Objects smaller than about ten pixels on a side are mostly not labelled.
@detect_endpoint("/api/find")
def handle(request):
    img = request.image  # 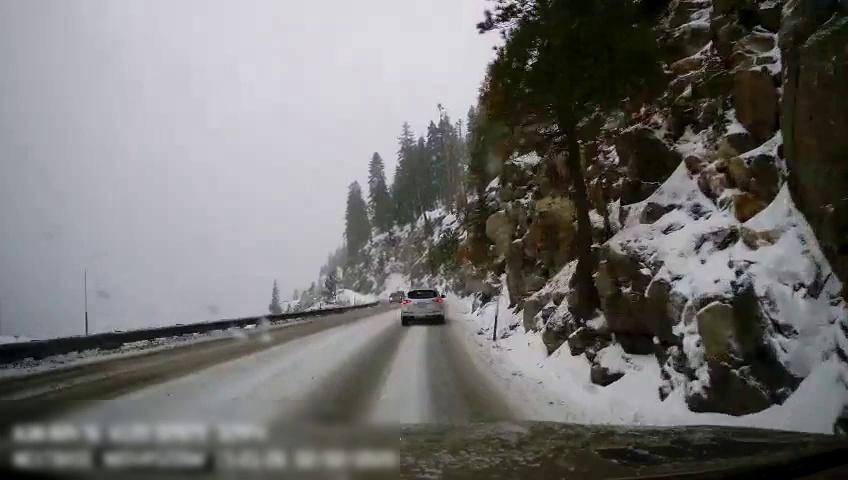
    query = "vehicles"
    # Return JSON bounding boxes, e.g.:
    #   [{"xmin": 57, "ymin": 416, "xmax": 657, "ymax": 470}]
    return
[
  {"xmin": 401, "ymin": 288, "xmax": 448, "ymax": 327},
  {"xmin": 389, "ymin": 291, "xmax": 405, "ymax": 304}
]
